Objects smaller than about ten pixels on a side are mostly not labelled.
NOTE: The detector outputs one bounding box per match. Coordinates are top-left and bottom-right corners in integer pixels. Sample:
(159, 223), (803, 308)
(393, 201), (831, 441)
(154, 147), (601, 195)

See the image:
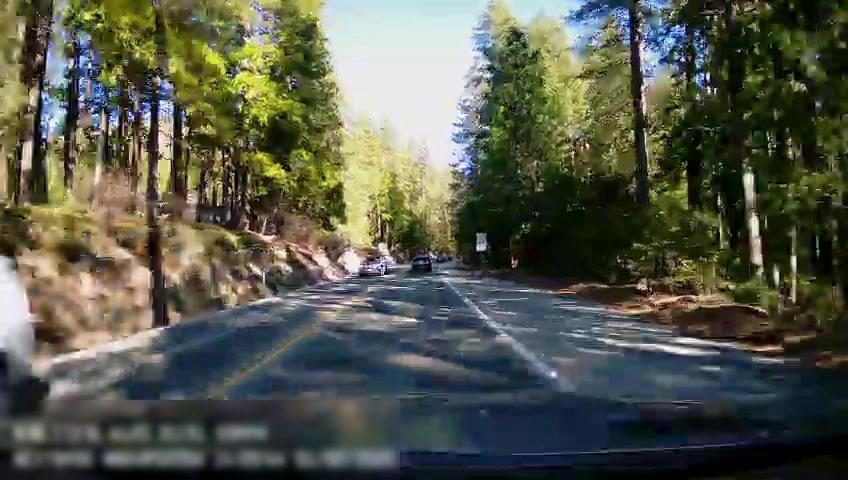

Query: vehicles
(358, 254), (389, 277)
(0, 254), (53, 428)
(410, 256), (433, 274)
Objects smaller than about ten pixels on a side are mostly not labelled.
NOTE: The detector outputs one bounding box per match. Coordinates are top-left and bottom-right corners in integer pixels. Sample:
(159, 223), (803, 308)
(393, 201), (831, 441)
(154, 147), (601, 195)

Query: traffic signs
(475, 231), (489, 252)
